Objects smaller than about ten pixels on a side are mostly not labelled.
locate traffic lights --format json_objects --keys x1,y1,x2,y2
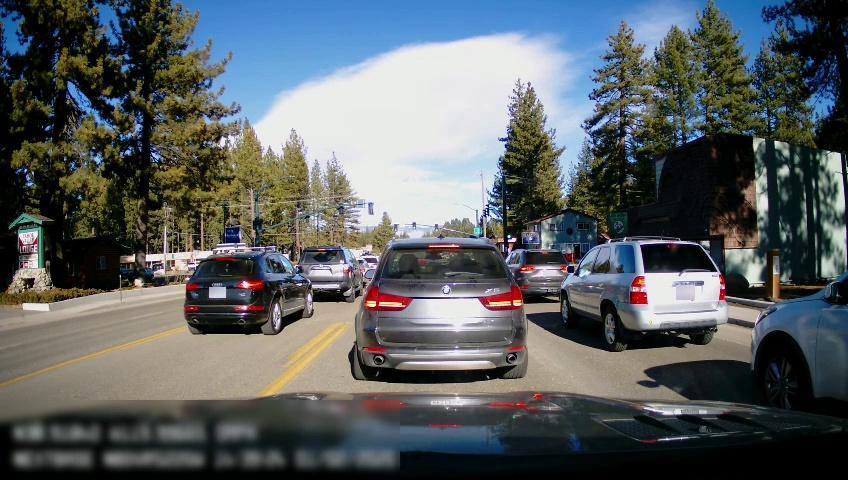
[
  {"x1": 338, "y1": 207, "x2": 344, "y2": 218},
  {"x1": 483, "y1": 205, "x2": 489, "y2": 219},
  {"x1": 368, "y1": 203, "x2": 374, "y2": 216},
  {"x1": 506, "y1": 223, "x2": 512, "y2": 236}
]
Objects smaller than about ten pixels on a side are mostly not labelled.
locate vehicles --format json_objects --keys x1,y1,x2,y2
[
  {"x1": 353, "y1": 239, "x2": 527, "y2": 382},
  {"x1": 360, "y1": 260, "x2": 370, "y2": 286},
  {"x1": 506, "y1": 246, "x2": 572, "y2": 305},
  {"x1": 183, "y1": 252, "x2": 314, "y2": 336},
  {"x1": 121, "y1": 266, "x2": 153, "y2": 279},
  {"x1": 360, "y1": 255, "x2": 379, "y2": 267},
  {"x1": 297, "y1": 248, "x2": 363, "y2": 303},
  {"x1": 749, "y1": 272, "x2": 848, "y2": 411},
  {"x1": 560, "y1": 238, "x2": 727, "y2": 352}
]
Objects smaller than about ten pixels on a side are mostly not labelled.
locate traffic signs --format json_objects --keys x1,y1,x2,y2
[{"x1": 473, "y1": 224, "x2": 483, "y2": 236}]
